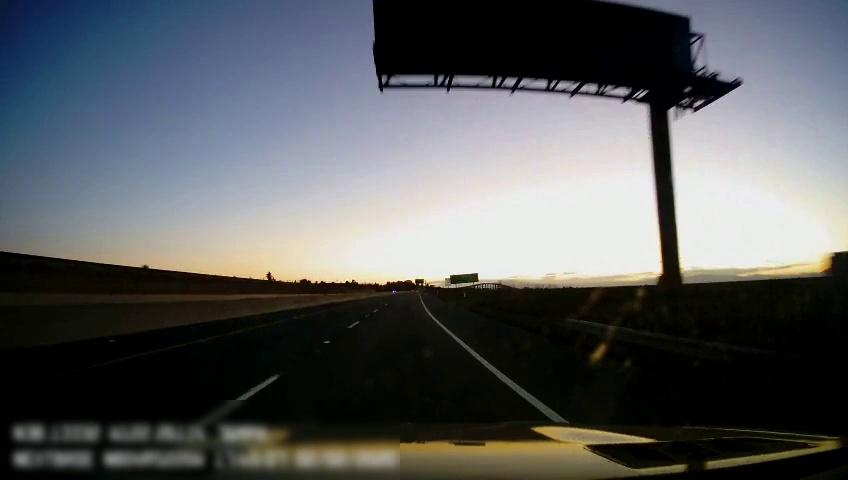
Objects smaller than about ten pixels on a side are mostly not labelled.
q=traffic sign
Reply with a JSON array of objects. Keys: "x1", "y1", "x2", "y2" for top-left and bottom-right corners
[{"x1": 449, "y1": 273, "x2": 478, "y2": 285}]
